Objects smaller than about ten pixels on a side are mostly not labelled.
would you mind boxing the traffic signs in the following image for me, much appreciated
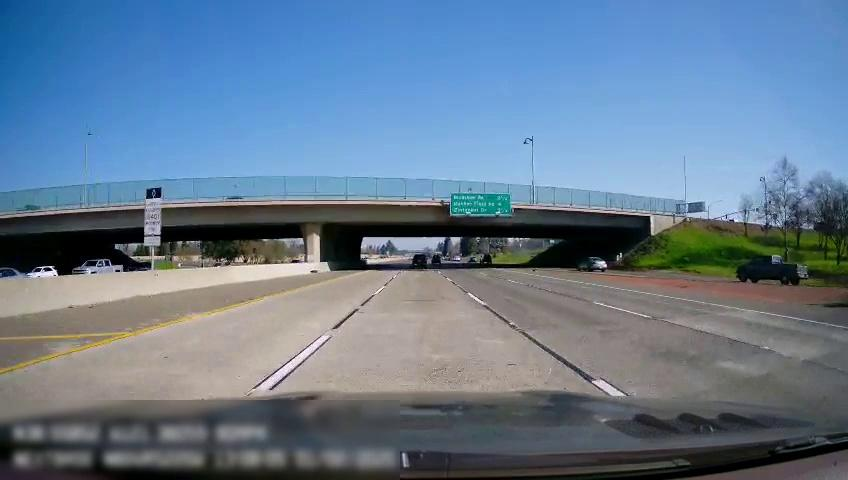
[449,190,513,217]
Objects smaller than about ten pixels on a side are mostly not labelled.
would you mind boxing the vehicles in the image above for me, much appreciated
[577,256,608,272]
[412,253,427,268]
[0,267,27,280]
[430,254,441,264]
[735,254,809,285]
[72,259,124,275]
[26,266,58,278]
[479,253,492,265]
